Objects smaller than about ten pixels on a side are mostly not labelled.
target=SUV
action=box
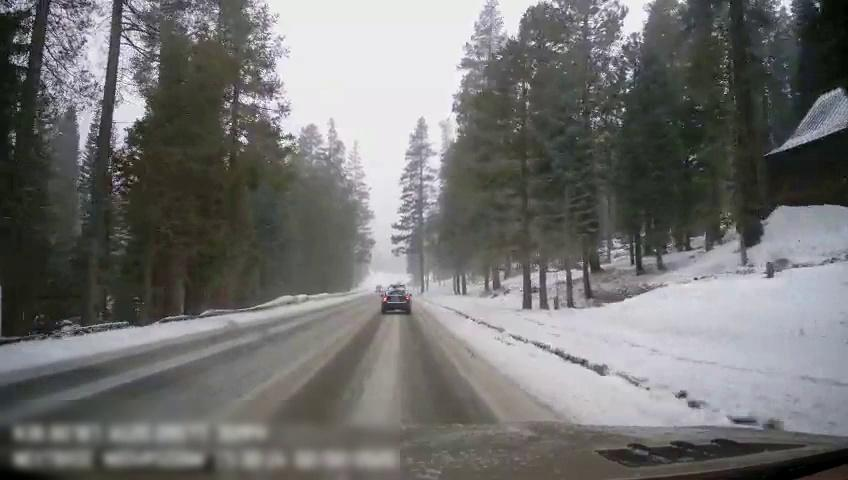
[380,283,413,314]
